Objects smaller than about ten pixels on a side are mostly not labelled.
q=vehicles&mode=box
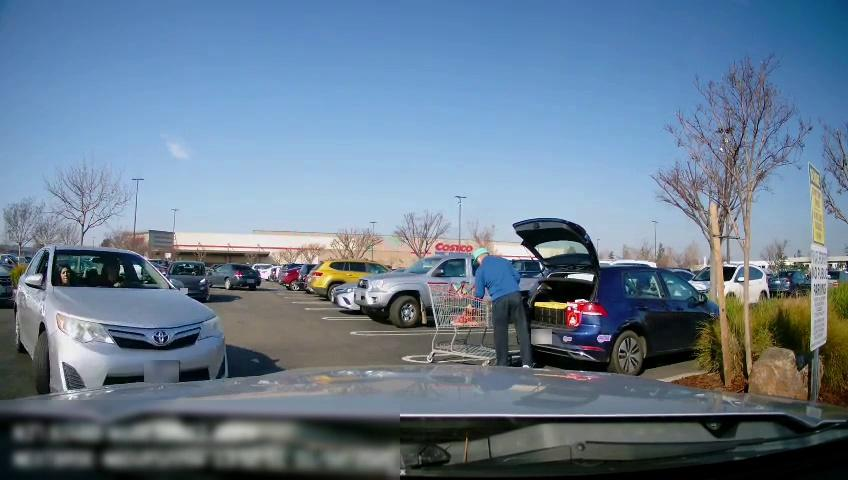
[259,265,280,282]
[610,260,665,270]
[766,269,812,298]
[304,258,384,302]
[669,268,697,282]
[0,262,13,302]
[207,263,263,291]
[13,245,230,395]
[282,264,308,292]
[334,284,362,312]
[355,252,538,330]
[510,217,719,376]
[688,262,770,306]
[165,261,209,297]
[297,263,315,288]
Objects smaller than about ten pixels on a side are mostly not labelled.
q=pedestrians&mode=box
[469,246,537,369]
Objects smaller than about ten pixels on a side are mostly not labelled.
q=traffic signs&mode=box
[808,164,827,246]
[809,241,830,351]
